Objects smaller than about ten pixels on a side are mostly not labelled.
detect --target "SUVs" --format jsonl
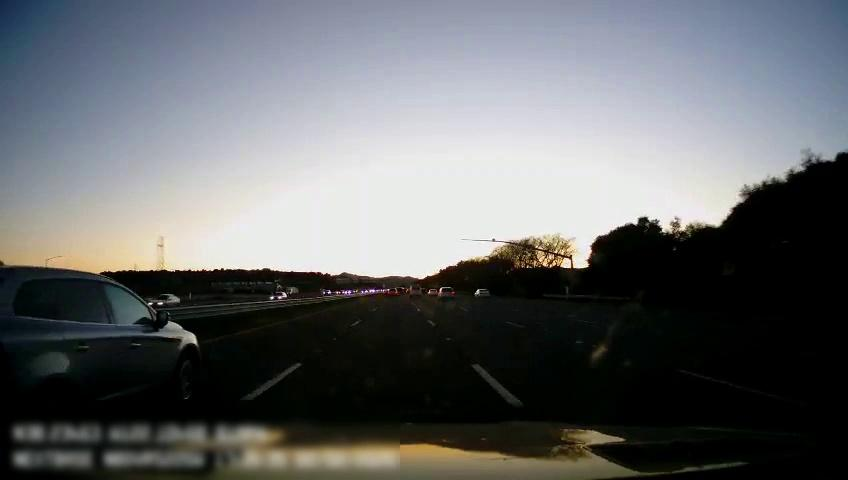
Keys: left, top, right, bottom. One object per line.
{"left": 437, "top": 286, "right": 456, "bottom": 301}
{"left": 0, "top": 264, "right": 202, "bottom": 434}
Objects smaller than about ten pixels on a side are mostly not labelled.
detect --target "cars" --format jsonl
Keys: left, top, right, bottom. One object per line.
{"left": 269, "top": 291, "right": 288, "bottom": 300}
{"left": 426, "top": 288, "right": 438, "bottom": 297}
{"left": 387, "top": 287, "right": 399, "bottom": 297}
{"left": 474, "top": 288, "right": 490, "bottom": 299}
{"left": 147, "top": 293, "right": 181, "bottom": 307}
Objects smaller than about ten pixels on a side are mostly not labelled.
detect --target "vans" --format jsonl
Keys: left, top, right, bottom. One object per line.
{"left": 409, "top": 285, "right": 422, "bottom": 298}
